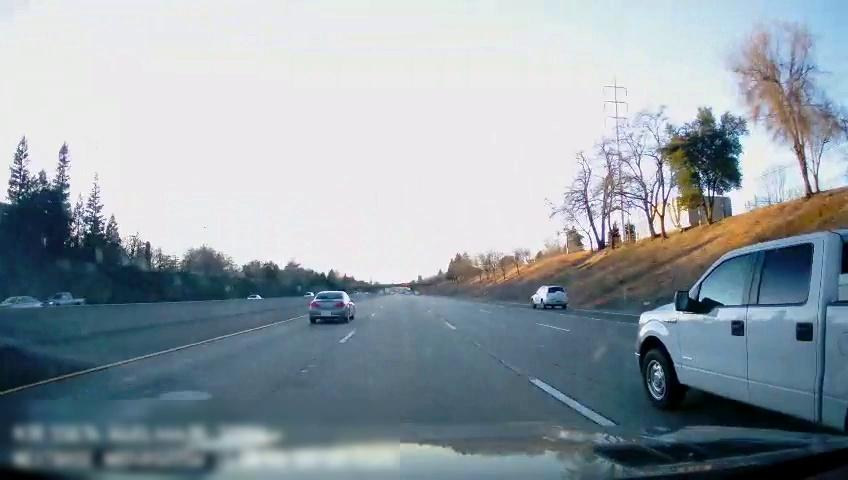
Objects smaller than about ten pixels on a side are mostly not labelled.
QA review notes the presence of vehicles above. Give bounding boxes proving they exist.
[0,294,44,308]
[247,294,262,300]
[634,228,848,435]
[531,286,569,310]
[304,291,314,298]
[309,290,356,324]
[44,291,85,307]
